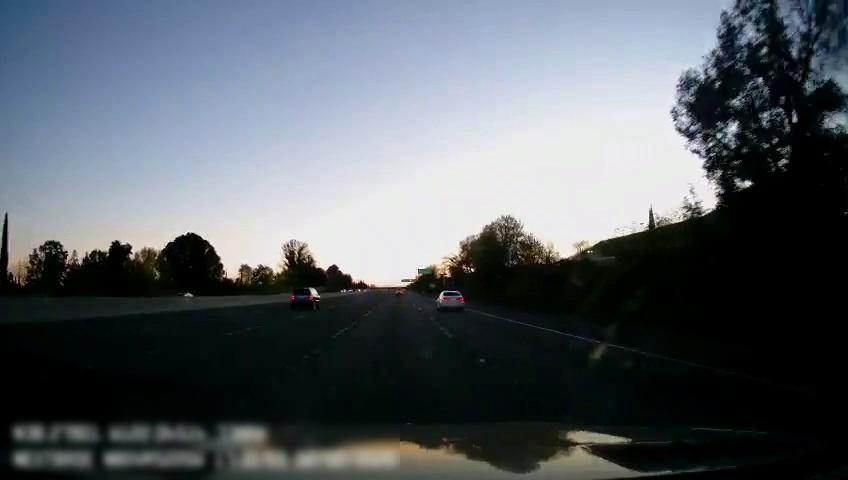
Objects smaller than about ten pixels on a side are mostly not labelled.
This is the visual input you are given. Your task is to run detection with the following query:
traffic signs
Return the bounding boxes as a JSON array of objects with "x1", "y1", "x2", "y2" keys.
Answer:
[{"x1": 418, "y1": 268, "x2": 432, "y2": 274}]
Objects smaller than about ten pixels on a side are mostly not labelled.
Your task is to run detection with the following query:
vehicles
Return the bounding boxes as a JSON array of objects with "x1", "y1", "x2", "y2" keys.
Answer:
[
  {"x1": 436, "y1": 290, "x2": 465, "y2": 311},
  {"x1": 290, "y1": 287, "x2": 322, "y2": 312},
  {"x1": 175, "y1": 291, "x2": 194, "y2": 297}
]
